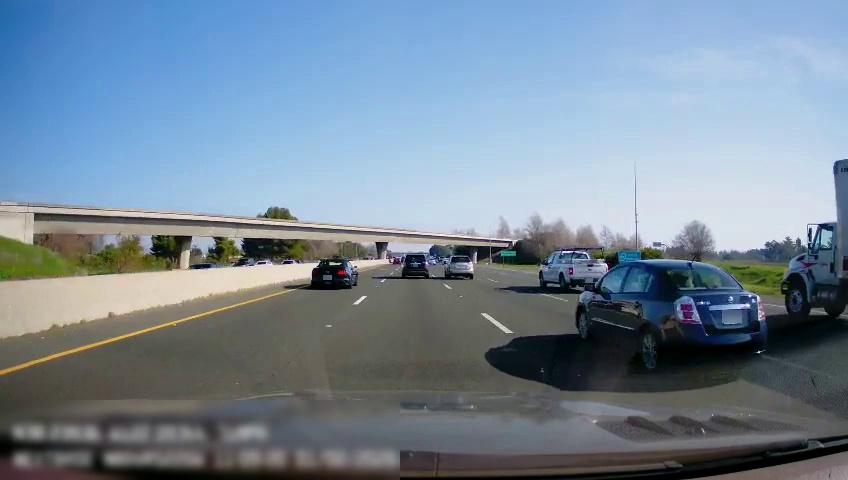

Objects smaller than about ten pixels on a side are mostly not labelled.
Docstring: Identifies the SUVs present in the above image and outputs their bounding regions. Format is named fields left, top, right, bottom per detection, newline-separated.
left=444, top=254, right=474, bottom=280
left=401, top=254, right=430, bottom=280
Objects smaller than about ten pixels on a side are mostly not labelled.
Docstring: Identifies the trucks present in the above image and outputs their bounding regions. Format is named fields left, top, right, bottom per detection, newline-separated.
left=780, top=157, right=848, bottom=320
left=537, top=246, right=610, bottom=294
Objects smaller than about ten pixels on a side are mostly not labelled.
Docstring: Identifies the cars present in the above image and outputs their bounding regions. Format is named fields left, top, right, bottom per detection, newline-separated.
left=279, top=259, right=303, bottom=266
left=188, top=262, right=219, bottom=271
left=252, top=259, right=274, bottom=267
left=310, top=257, right=360, bottom=289
left=233, top=257, right=255, bottom=268
left=573, top=257, right=768, bottom=375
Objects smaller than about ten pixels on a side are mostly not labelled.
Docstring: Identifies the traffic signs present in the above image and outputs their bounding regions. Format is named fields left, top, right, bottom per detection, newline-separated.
left=618, top=250, right=642, bottom=262
left=500, top=250, right=517, bottom=257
